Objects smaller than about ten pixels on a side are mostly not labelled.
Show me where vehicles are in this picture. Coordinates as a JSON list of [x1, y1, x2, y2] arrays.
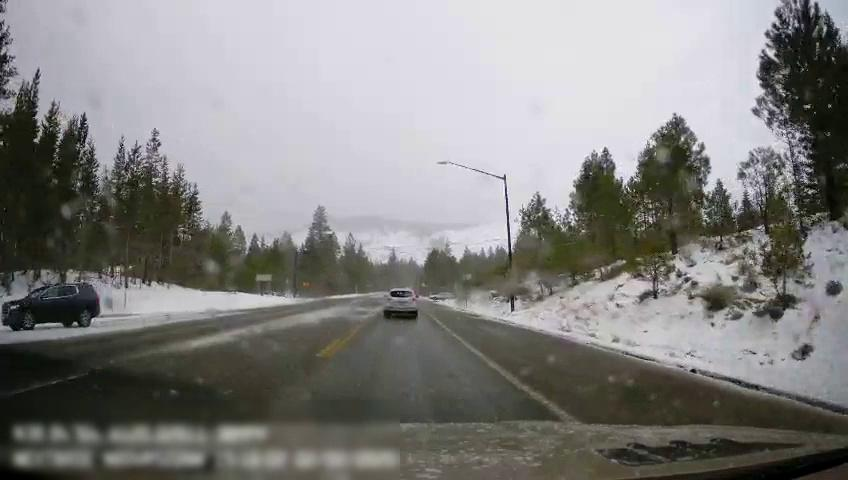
[[384, 287, 419, 317], [0, 281, 101, 331], [428, 291, 450, 301]]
